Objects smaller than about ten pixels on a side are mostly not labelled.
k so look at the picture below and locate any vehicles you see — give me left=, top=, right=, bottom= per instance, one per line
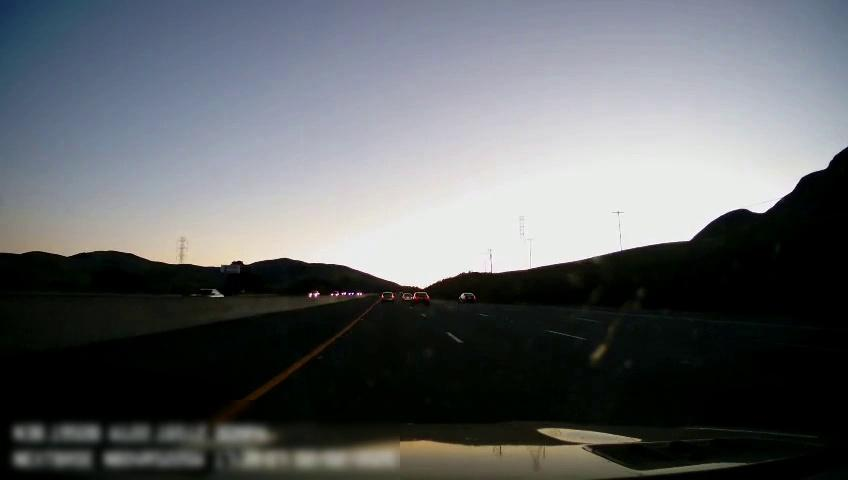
left=411, top=292, right=429, bottom=304
left=308, top=290, right=321, bottom=298
left=458, top=293, right=476, bottom=304
left=191, top=289, right=224, bottom=298
left=401, top=293, right=413, bottom=302
left=381, top=292, right=395, bottom=303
